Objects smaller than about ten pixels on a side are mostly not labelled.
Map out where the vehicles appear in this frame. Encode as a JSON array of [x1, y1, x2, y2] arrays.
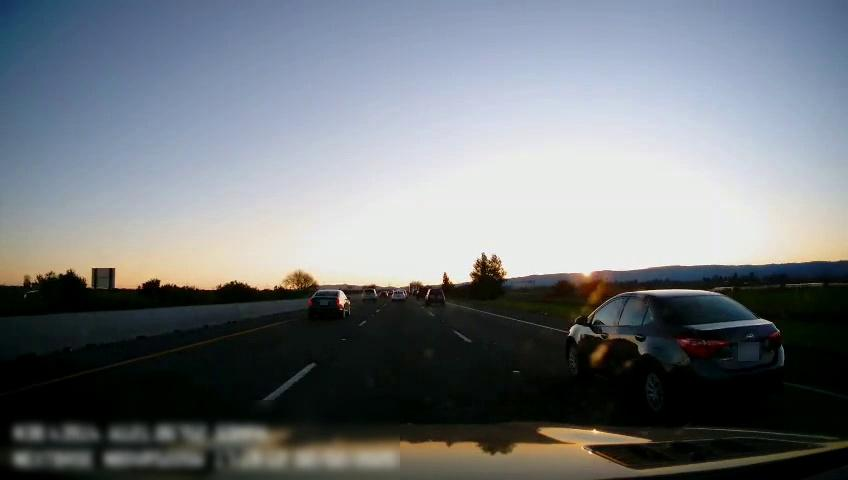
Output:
[[424, 288, 446, 307], [308, 289, 351, 321], [379, 291, 389, 299], [23, 289, 42, 302], [361, 288, 379, 303], [416, 287, 430, 301], [407, 284, 417, 296], [565, 287, 786, 417], [392, 291, 406, 302]]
